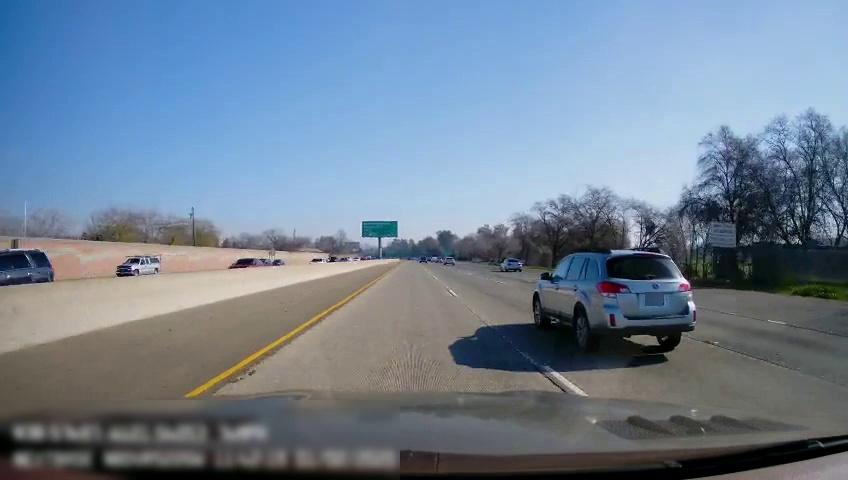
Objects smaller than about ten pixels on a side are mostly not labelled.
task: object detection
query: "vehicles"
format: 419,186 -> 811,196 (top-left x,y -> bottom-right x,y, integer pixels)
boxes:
444,257 -> 455,266
116,256 -> 161,278
271,259 -> 285,267
529,249 -> 696,356
227,258 -> 263,270
256,258 -> 272,267
499,258 -> 523,273
0,249 -> 56,286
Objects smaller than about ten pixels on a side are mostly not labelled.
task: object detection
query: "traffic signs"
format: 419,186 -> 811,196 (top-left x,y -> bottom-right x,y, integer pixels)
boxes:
343,241 -> 361,251
361,220 -> 399,239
